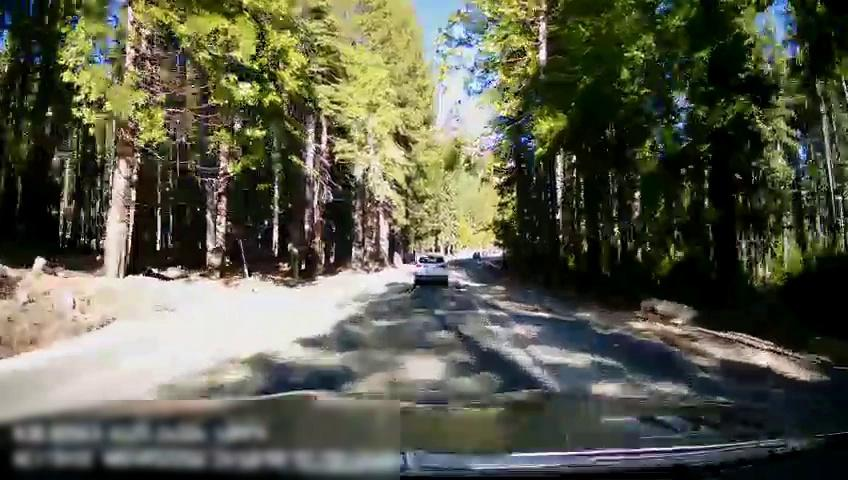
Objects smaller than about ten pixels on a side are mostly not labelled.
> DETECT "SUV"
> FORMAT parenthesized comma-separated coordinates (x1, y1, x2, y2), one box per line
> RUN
(412, 255, 449, 289)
